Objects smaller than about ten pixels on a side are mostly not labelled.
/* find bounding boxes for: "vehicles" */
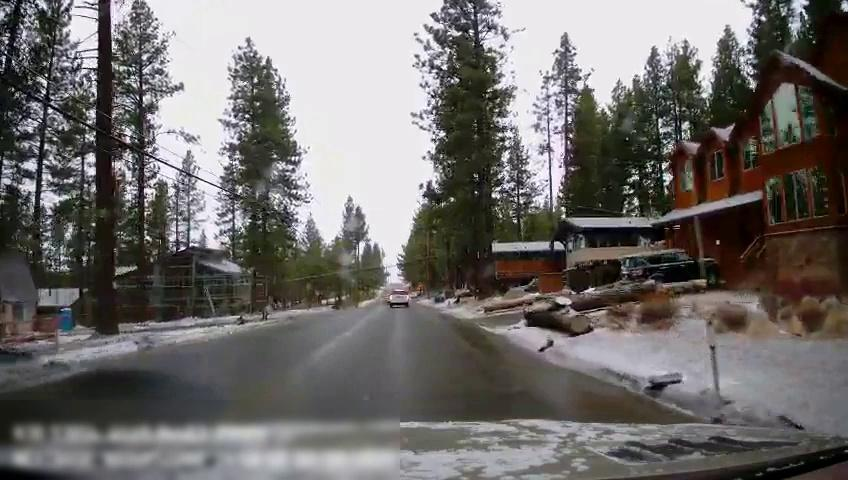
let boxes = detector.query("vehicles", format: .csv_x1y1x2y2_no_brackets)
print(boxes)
519,278,539,293
388,289,410,308
622,247,721,289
